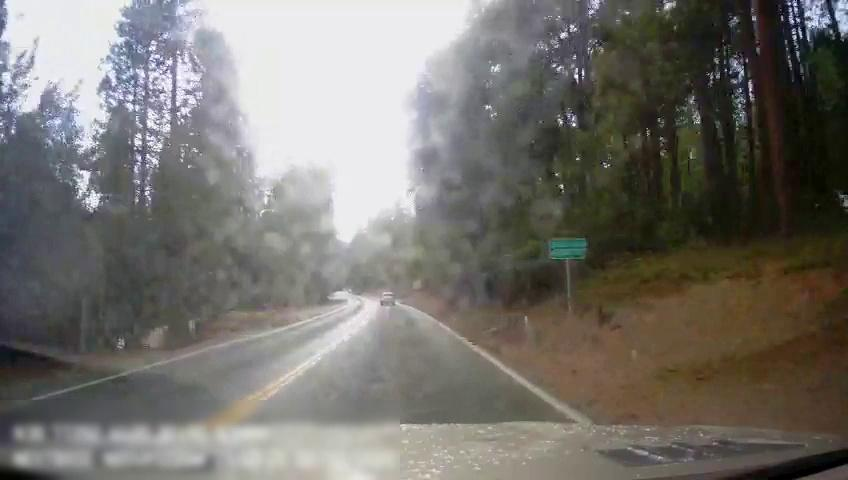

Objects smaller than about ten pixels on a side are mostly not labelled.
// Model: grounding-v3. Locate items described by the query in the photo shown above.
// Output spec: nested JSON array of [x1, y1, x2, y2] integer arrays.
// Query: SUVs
[[379, 291, 396, 307]]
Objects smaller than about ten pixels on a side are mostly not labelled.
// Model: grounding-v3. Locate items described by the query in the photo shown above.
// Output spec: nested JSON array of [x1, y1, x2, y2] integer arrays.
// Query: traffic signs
[[411, 279, 423, 291], [549, 237, 588, 261]]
